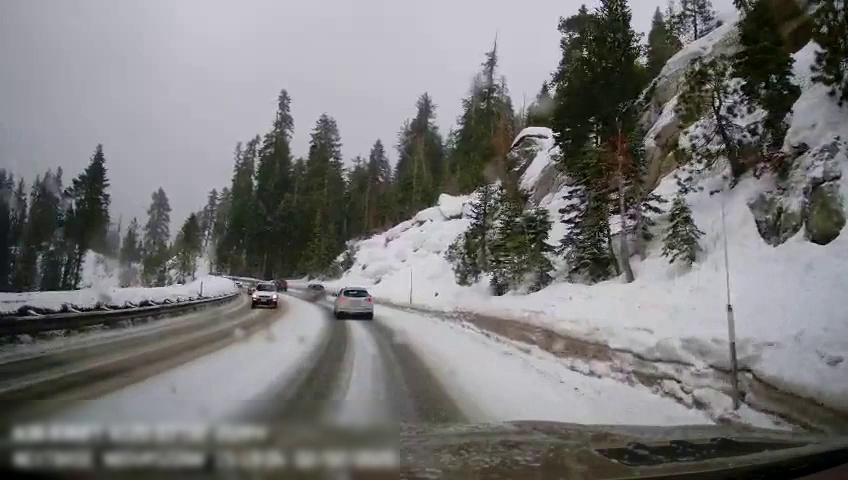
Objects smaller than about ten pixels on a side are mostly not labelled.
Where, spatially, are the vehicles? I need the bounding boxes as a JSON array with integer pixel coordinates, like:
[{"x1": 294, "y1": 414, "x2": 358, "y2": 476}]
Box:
[
  {"x1": 270, "y1": 279, "x2": 287, "y2": 292},
  {"x1": 330, "y1": 286, "x2": 374, "y2": 321},
  {"x1": 232, "y1": 278, "x2": 243, "y2": 287},
  {"x1": 251, "y1": 283, "x2": 278, "y2": 308},
  {"x1": 303, "y1": 283, "x2": 326, "y2": 301},
  {"x1": 247, "y1": 280, "x2": 262, "y2": 295}
]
